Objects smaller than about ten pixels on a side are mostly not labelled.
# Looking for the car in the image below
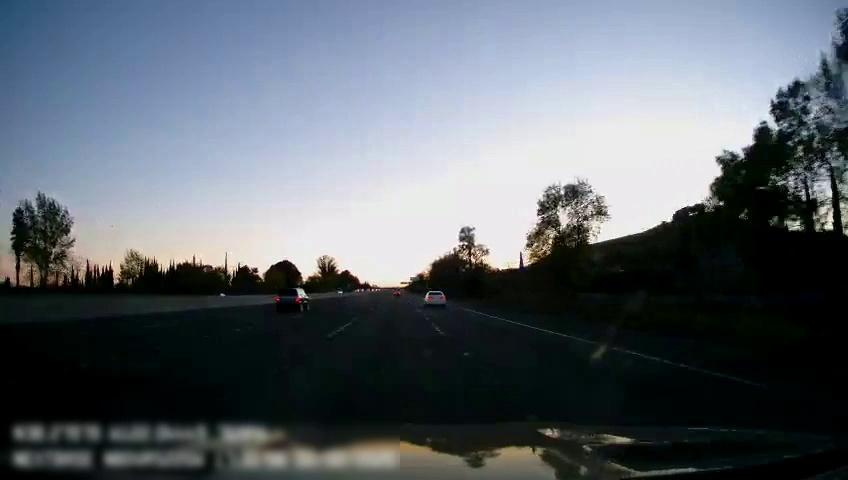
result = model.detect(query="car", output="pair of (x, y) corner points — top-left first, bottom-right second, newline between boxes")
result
(424, 291), (446, 307)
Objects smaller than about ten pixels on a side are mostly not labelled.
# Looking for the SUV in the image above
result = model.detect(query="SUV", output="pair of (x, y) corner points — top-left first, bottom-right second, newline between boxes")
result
(274, 287), (311, 315)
